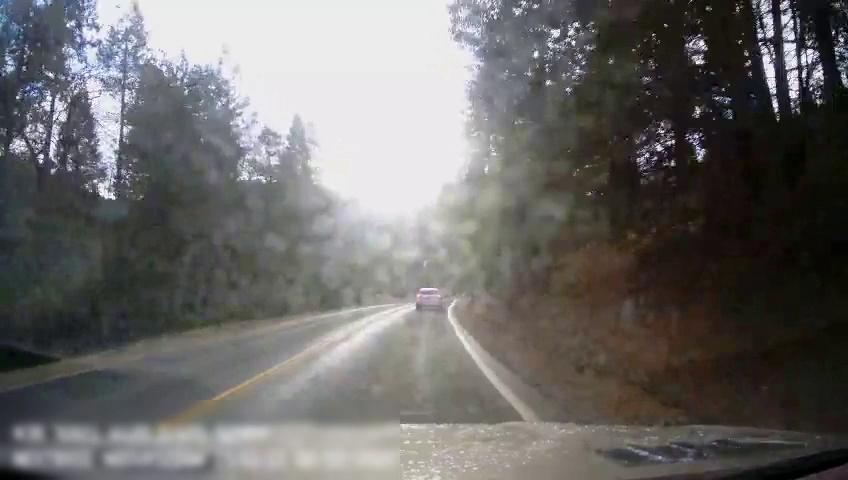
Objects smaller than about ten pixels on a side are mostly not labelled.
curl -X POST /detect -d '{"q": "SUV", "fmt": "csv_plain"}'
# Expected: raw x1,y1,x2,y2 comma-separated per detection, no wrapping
415,287,443,310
